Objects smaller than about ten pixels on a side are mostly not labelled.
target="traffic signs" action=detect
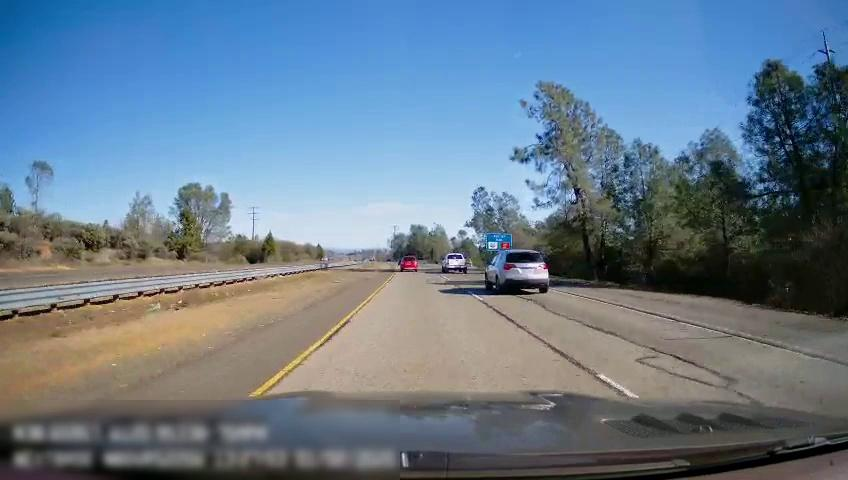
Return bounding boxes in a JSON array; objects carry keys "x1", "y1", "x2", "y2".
[{"x1": 484, "y1": 232, "x2": 513, "y2": 252}]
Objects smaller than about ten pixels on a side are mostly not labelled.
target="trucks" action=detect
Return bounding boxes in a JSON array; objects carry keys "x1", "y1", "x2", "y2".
[{"x1": 441, "y1": 253, "x2": 468, "y2": 275}]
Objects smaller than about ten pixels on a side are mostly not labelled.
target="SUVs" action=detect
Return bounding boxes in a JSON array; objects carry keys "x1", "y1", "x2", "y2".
[
  {"x1": 399, "y1": 255, "x2": 418, "y2": 272},
  {"x1": 483, "y1": 248, "x2": 550, "y2": 295}
]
